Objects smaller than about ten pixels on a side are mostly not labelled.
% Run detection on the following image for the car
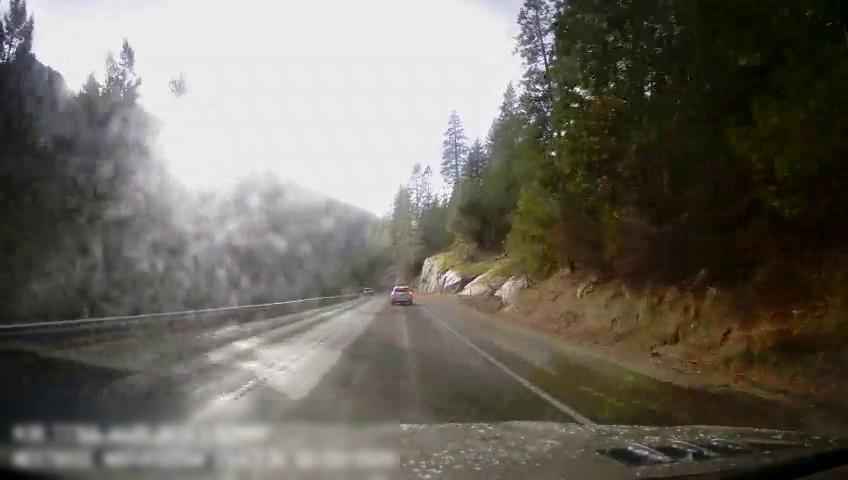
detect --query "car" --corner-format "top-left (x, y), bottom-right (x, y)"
top-left (390, 285), bottom-right (413, 306)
